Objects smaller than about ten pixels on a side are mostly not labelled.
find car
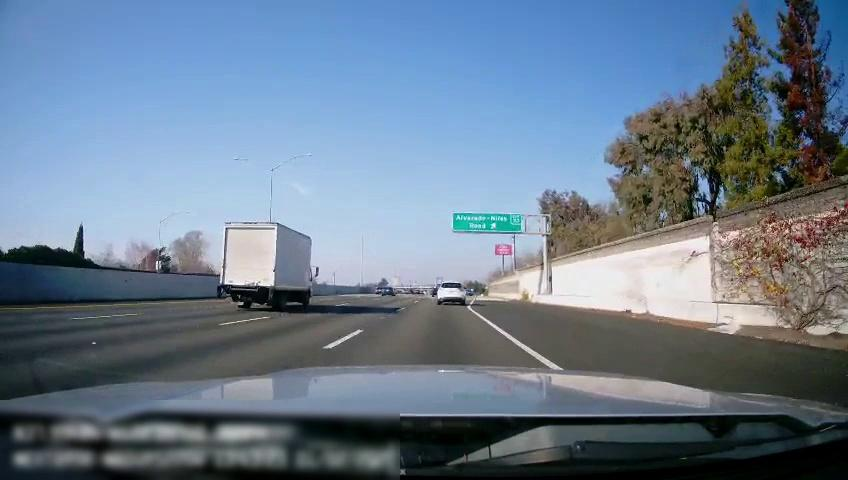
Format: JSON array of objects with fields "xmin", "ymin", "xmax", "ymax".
[{"xmin": 381, "ymin": 286, "xmax": 396, "ymax": 296}]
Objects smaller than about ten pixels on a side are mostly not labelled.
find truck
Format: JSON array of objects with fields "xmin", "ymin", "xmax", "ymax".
[{"xmin": 216, "ymin": 223, "xmax": 320, "ymax": 312}]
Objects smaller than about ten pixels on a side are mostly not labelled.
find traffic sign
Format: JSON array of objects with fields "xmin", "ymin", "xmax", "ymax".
[{"xmin": 451, "ymin": 211, "xmax": 523, "ymax": 233}]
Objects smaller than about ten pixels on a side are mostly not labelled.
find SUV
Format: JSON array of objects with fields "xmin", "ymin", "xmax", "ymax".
[{"xmin": 437, "ymin": 281, "xmax": 467, "ymax": 305}]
